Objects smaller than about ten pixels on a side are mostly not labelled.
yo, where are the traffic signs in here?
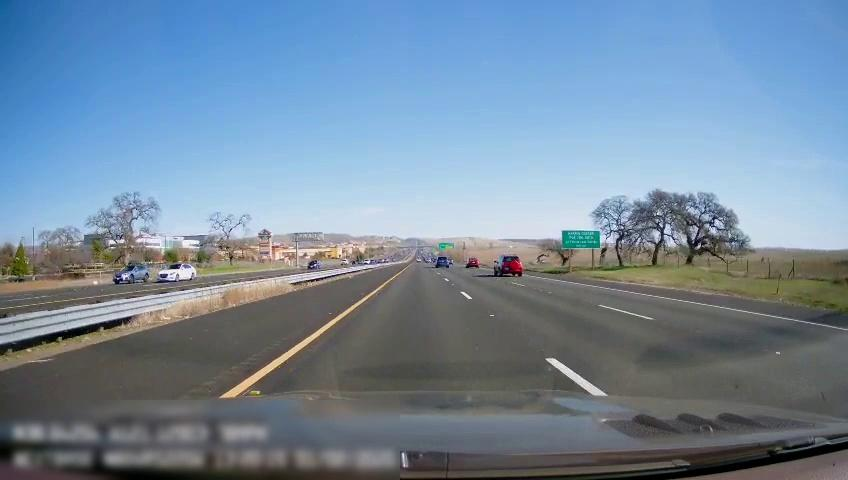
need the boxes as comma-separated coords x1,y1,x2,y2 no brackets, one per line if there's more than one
562,229,601,249
439,243,454,251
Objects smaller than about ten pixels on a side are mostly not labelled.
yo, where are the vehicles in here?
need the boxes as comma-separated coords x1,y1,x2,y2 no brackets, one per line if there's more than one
465,256,480,268
307,260,320,270
493,255,524,278
340,258,350,266
436,256,450,268
157,263,197,283
112,264,150,285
